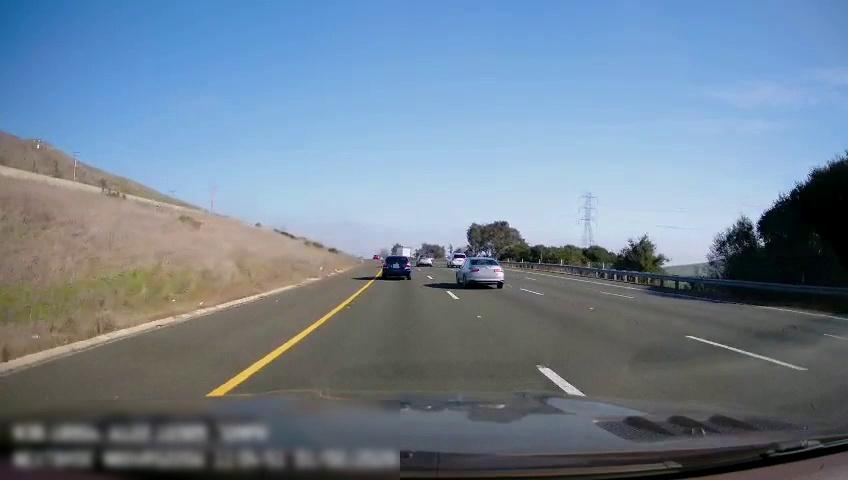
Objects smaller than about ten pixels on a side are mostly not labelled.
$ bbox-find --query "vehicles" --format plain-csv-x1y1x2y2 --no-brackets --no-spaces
456,257,504,288
382,255,411,279
447,253,467,268
416,256,432,267
394,247,411,256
